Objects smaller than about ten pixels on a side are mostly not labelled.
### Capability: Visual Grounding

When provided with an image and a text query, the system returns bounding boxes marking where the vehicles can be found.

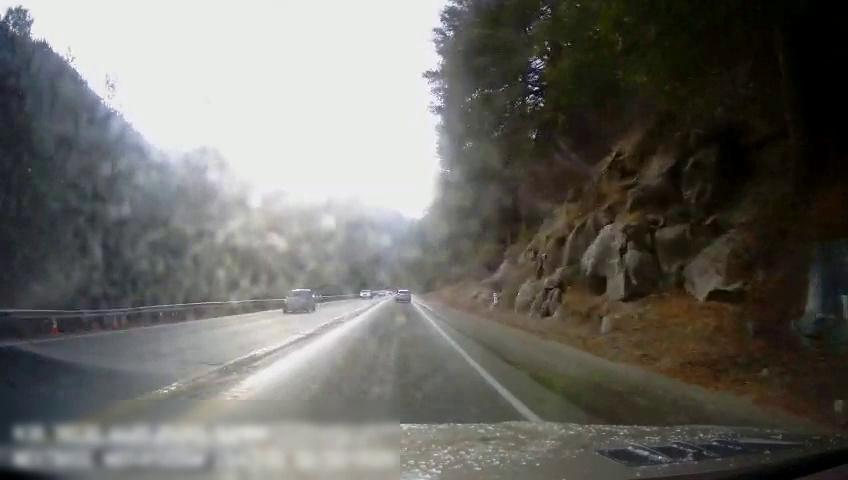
[395,289,412,304]
[283,288,316,313]
[359,289,373,300]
